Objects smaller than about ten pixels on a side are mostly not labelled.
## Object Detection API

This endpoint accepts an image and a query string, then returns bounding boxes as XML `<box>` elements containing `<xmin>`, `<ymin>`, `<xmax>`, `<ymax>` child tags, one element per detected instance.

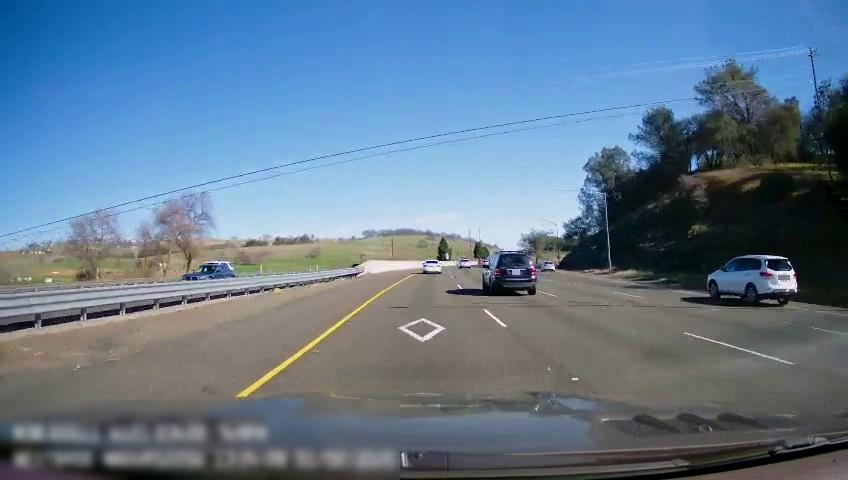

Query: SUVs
<box><xmin>198</xmin><ymin>261</ymin><xmax>233</xmax><ymax>275</ymax></box>
<box><xmin>481</xmin><ymin>251</ymin><xmax>539</xmax><ymax>296</ymax></box>
<box><xmin>181</xmin><ymin>264</ymin><xmax>235</xmax><ymax>281</ymax></box>
<box><xmin>459</xmin><ymin>259</ymin><xmax>471</xmax><ymax>269</ymax></box>
<box><xmin>705</xmin><ymin>254</ymin><xmax>798</xmax><ymax>307</ymax></box>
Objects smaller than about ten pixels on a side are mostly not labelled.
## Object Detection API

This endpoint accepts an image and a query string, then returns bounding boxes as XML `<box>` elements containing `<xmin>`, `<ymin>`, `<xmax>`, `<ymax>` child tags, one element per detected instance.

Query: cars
<box><xmin>541</xmin><ymin>261</ymin><xmax>555</xmax><ymax>272</ymax></box>
<box><xmin>421</xmin><ymin>260</ymin><xmax>442</xmax><ymax>274</ymax></box>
